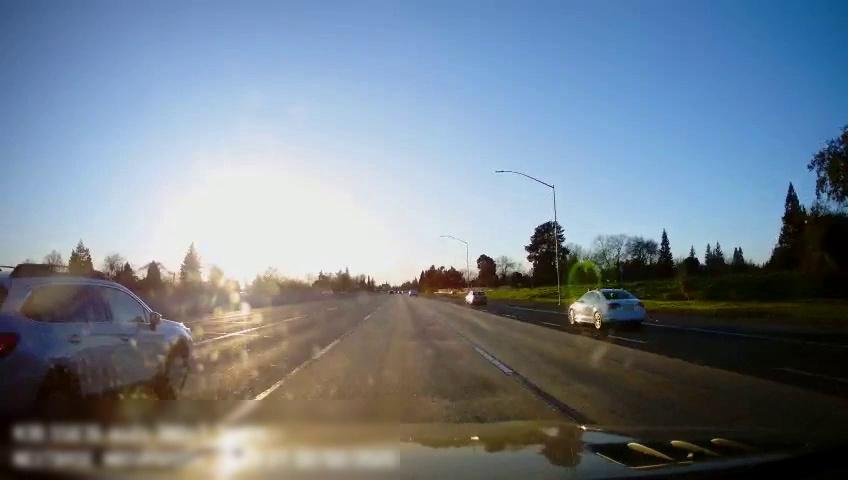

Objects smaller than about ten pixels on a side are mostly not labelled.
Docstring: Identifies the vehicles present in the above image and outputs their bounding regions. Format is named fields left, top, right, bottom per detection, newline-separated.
left=407, top=288, right=418, bottom=297
left=465, top=291, right=488, bottom=307
left=0, top=273, right=192, bottom=438
left=567, top=288, right=647, bottom=333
